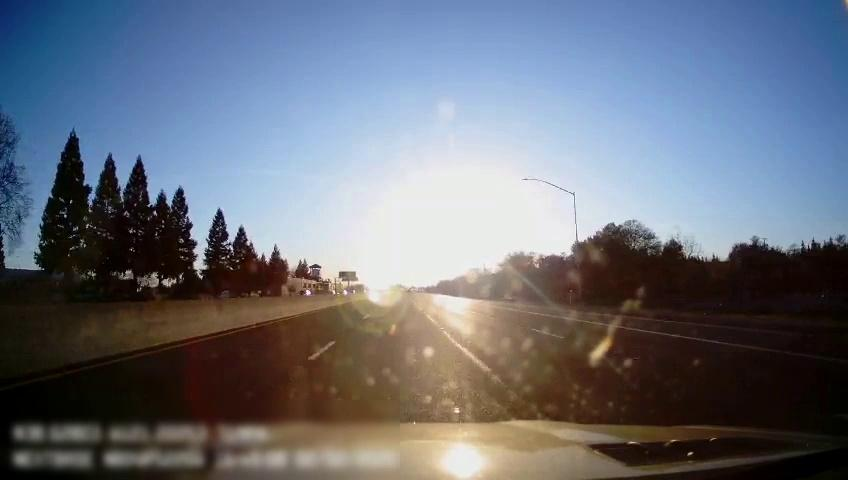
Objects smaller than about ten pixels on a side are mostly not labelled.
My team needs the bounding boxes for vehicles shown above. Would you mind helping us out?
[336,290,348,296]
[297,290,311,298]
